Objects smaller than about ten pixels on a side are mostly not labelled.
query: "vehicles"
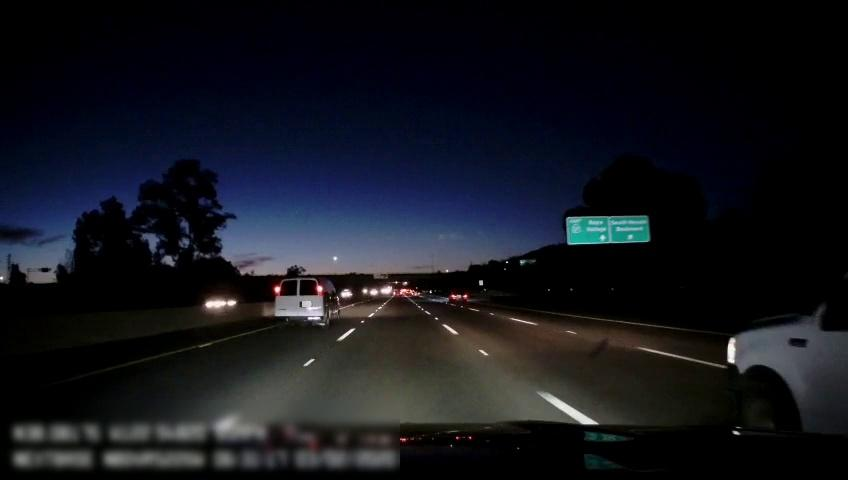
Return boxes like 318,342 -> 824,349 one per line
721,288 -> 848,437
340,287 -> 354,299
448,290 -> 469,305
204,291 -> 238,309
272,276 -> 342,332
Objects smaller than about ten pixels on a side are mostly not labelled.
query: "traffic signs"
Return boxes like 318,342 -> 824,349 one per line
374,273 -> 387,279
566,214 -> 651,245
519,259 -> 536,266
